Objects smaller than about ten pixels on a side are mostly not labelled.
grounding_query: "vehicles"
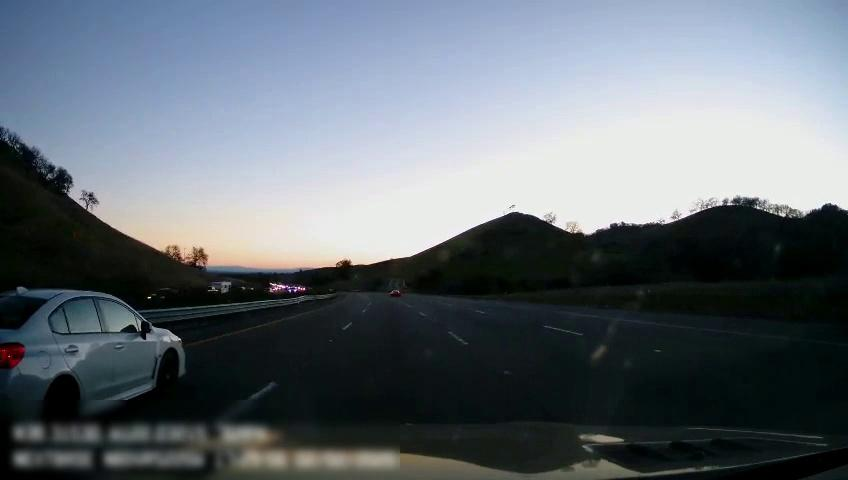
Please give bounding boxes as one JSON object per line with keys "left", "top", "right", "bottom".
{"left": 205, "top": 281, "right": 232, "bottom": 296}
{"left": 0, "top": 287, "right": 187, "bottom": 443}
{"left": 390, "top": 289, "right": 402, "bottom": 297}
{"left": 143, "top": 288, "right": 179, "bottom": 305}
